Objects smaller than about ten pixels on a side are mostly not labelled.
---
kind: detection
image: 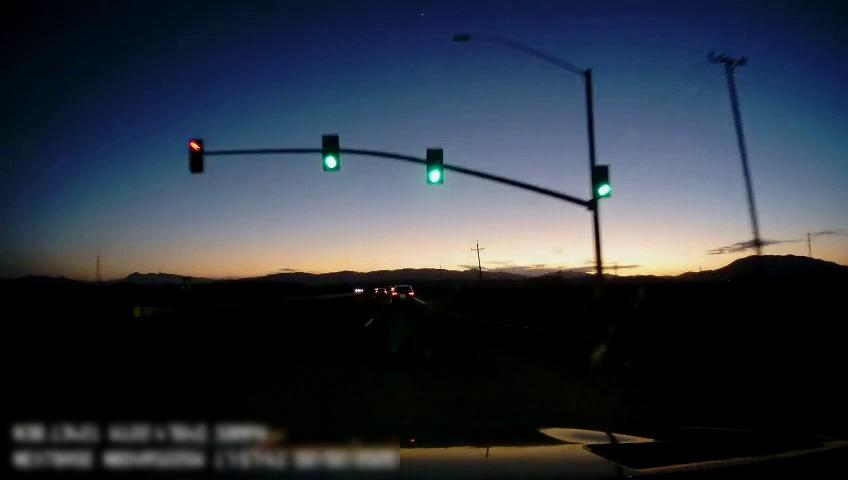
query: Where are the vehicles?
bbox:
[374,287,387,298]
[390,284,415,306]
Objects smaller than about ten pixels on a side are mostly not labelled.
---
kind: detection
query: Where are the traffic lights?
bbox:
[321,135,341,172]
[426,148,444,184]
[189,139,205,173]
[591,164,610,199]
